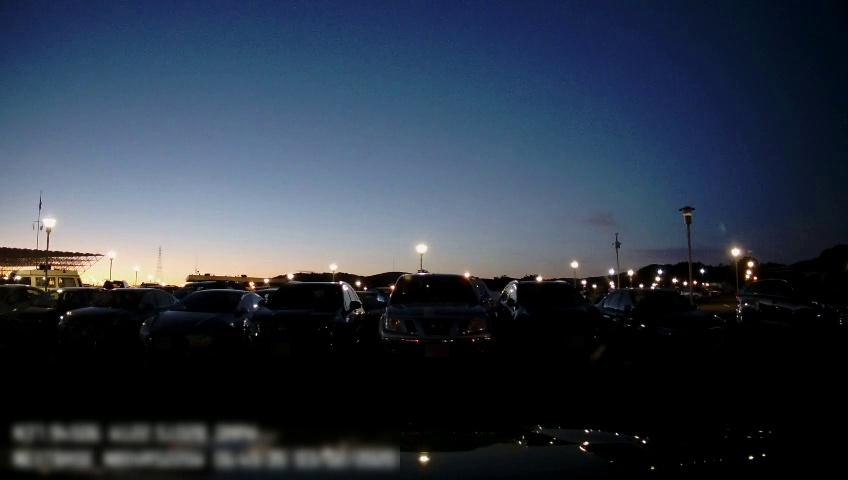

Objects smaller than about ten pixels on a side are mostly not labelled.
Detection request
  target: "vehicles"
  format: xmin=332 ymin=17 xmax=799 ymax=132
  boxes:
xmin=3 ymin=288 xmax=109 ymax=337
xmin=240 ymin=279 xmax=372 ymax=373
xmin=0 ymin=283 xmax=47 ymax=323
xmin=52 ymin=287 xmax=179 ymax=355
xmin=373 ymin=271 xmax=503 ymax=381
xmin=0 ymin=266 xmax=82 ymax=294
xmin=737 ymin=276 xmax=848 ymax=345
xmin=590 ymin=288 xmax=738 ymax=371
xmin=491 ymin=278 xmax=614 ymax=366
xmin=137 ymin=288 xmax=266 ymax=365
xmin=102 ymin=279 xmax=129 ymax=290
